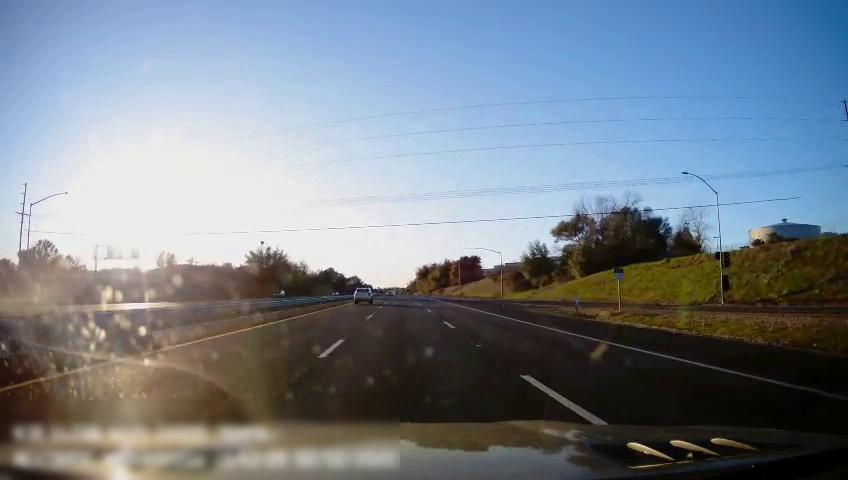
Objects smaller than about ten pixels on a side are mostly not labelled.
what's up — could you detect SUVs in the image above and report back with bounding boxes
[352,287,376,305]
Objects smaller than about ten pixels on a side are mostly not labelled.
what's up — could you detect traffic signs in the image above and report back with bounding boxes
[613,266,623,282]
[106,244,140,260]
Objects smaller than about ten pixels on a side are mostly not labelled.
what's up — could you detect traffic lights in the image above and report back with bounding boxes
[721,274,732,293]
[722,251,732,269]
